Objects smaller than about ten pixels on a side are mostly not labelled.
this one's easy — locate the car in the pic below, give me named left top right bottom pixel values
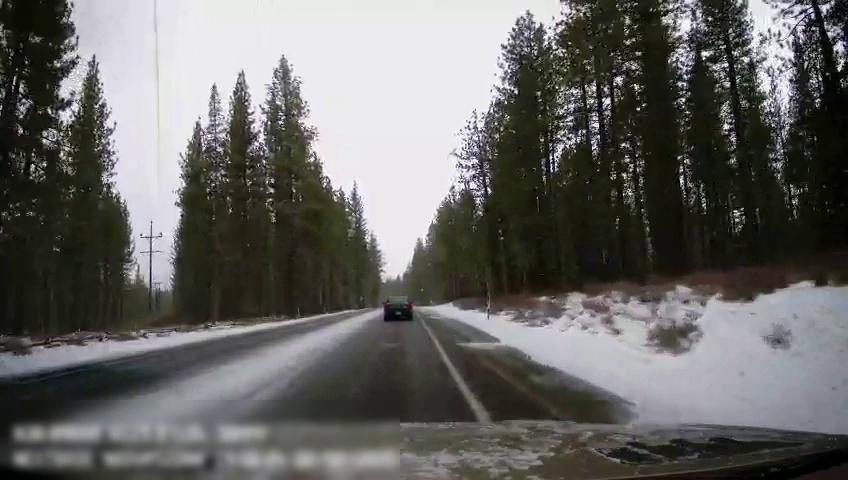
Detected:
left=383, top=294, right=414, bottom=322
